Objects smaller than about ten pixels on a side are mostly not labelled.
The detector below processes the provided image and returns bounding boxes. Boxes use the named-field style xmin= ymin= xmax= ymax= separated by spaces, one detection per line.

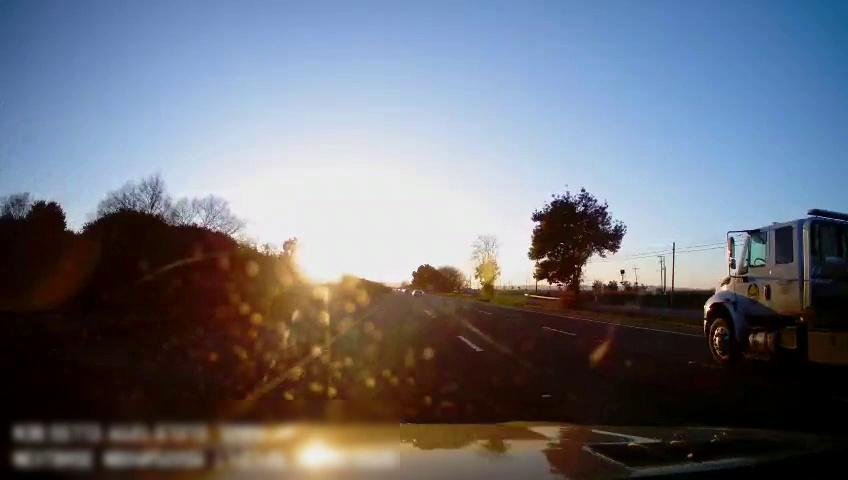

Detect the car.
xmin=413 ymin=289 xmax=424 ymax=298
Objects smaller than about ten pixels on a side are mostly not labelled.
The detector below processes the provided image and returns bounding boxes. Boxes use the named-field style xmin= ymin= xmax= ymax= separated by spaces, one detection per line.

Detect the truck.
xmin=702 ymin=209 xmax=848 ymax=374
